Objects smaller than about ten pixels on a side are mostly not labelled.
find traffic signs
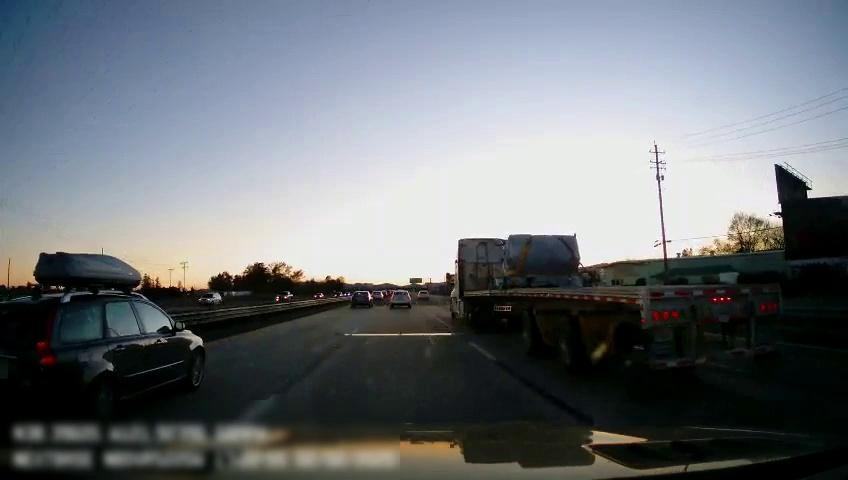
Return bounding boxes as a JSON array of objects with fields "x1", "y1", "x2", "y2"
[{"x1": 409, "y1": 278, "x2": 423, "y2": 285}]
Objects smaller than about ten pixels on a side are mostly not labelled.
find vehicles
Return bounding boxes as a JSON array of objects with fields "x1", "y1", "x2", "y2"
[
  {"x1": 389, "y1": 290, "x2": 412, "y2": 308},
  {"x1": 275, "y1": 290, "x2": 294, "y2": 305},
  {"x1": 416, "y1": 290, "x2": 430, "y2": 301},
  {"x1": 197, "y1": 291, "x2": 223, "y2": 305},
  {"x1": 313, "y1": 293, "x2": 327, "y2": 301},
  {"x1": 446, "y1": 233, "x2": 783, "y2": 379},
  {"x1": 371, "y1": 290, "x2": 385, "y2": 301},
  {"x1": 0, "y1": 250, "x2": 207, "y2": 431},
  {"x1": 350, "y1": 290, "x2": 374, "y2": 308}
]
